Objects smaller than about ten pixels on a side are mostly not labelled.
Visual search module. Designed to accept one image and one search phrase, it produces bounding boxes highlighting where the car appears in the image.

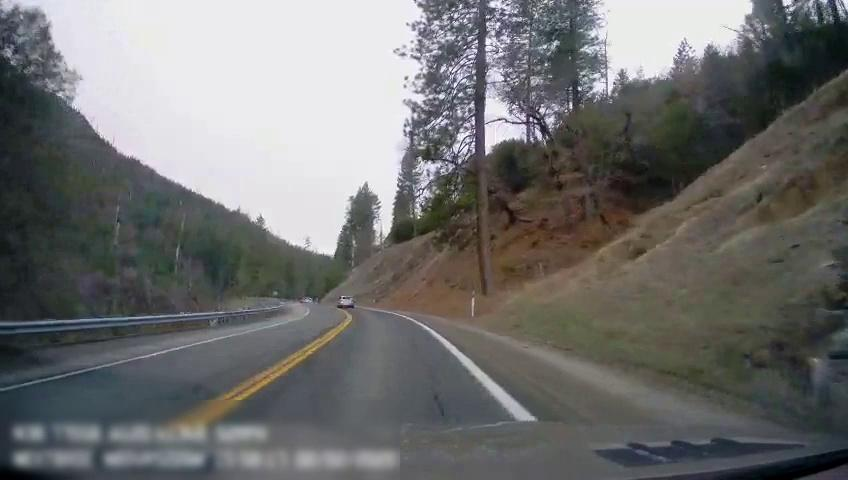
[337,295,354,309]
